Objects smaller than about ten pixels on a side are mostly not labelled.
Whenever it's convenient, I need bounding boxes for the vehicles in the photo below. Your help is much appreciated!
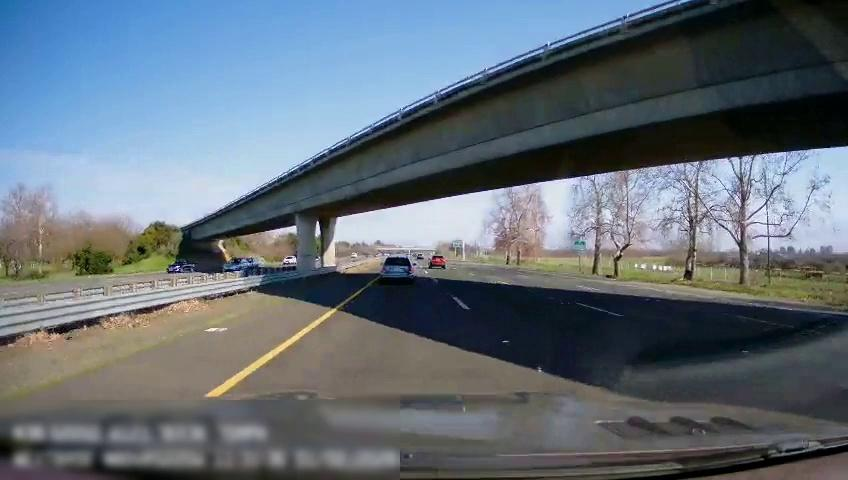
[380,256,413,283]
[221,257,255,272]
[416,253,425,261]
[166,259,198,274]
[428,255,447,270]
[282,255,297,265]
